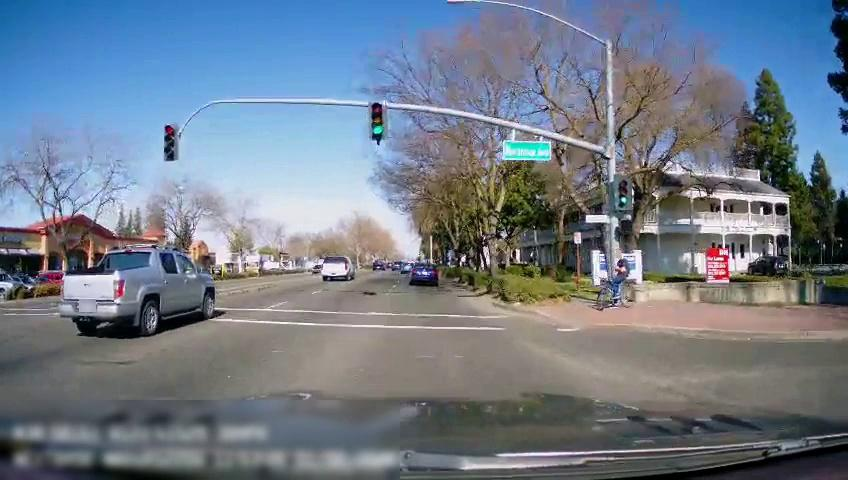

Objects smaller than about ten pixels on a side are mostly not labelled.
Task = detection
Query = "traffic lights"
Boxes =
[369,101,385,145]
[611,177,634,211]
[163,124,177,162]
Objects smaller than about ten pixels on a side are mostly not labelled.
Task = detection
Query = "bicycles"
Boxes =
[600,258,628,304]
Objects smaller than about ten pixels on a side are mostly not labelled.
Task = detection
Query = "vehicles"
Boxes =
[373,262,387,271]
[311,264,322,273]
[321,256,355,281]
[400,261,413,274]
[62,244,217,338]
[409,263,439,286]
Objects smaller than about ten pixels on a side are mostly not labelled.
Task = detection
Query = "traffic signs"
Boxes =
[502,140,552,161]
[584,214,617,224]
